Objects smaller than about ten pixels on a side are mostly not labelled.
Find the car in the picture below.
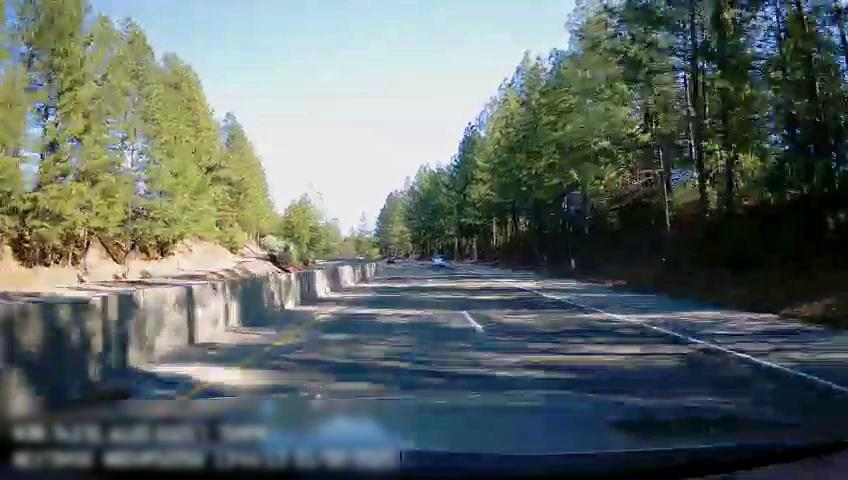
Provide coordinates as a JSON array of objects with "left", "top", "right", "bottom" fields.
[{"left": 430, "top": 255, "right": 448, "bottom": 268}]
